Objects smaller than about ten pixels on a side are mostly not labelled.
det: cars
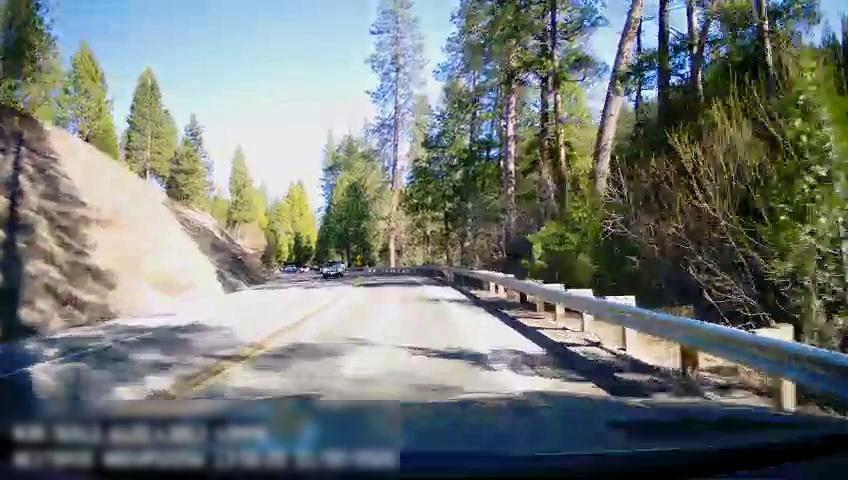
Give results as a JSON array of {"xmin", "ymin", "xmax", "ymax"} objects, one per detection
[
  {"xmin": 318, "ymin": 261, "xmax": 346, "ymax": 279},
  {"xmin": 285, "ymin": 265, "xmax": 297, "ymax": 273}
]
